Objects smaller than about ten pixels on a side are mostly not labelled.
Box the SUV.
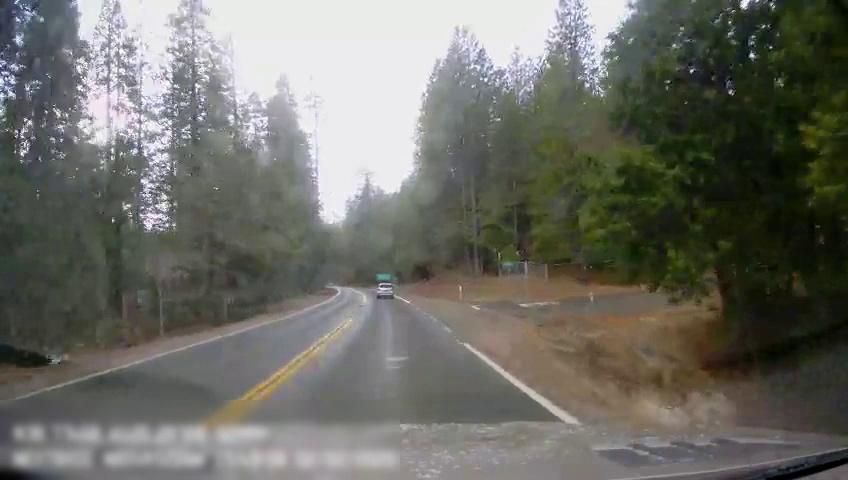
[376,282,394,298]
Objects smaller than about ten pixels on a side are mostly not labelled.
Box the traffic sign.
[375,273,392,282]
